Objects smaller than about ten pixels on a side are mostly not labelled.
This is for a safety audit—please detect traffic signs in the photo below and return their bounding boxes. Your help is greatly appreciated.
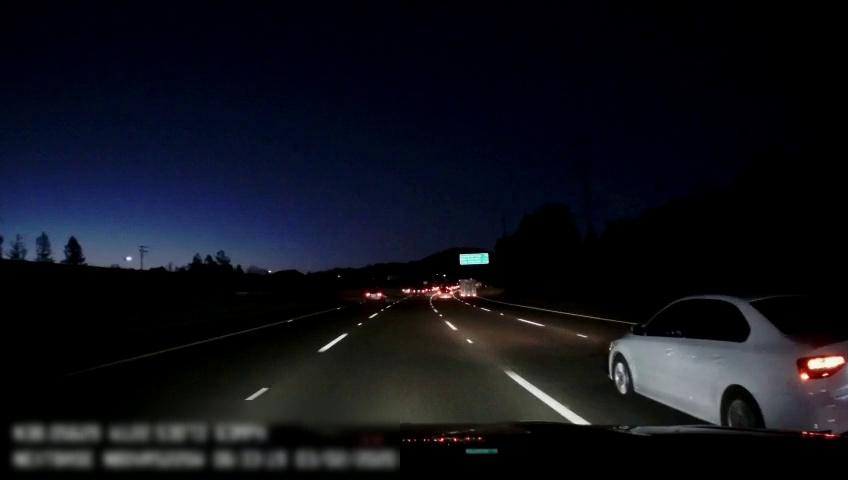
[459,252,490,265]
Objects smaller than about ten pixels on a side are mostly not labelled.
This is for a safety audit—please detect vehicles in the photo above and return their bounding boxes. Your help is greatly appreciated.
[608,293,848,436]
[459,279,477,299]
[364,287,385,305]
[437,288,452,300]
